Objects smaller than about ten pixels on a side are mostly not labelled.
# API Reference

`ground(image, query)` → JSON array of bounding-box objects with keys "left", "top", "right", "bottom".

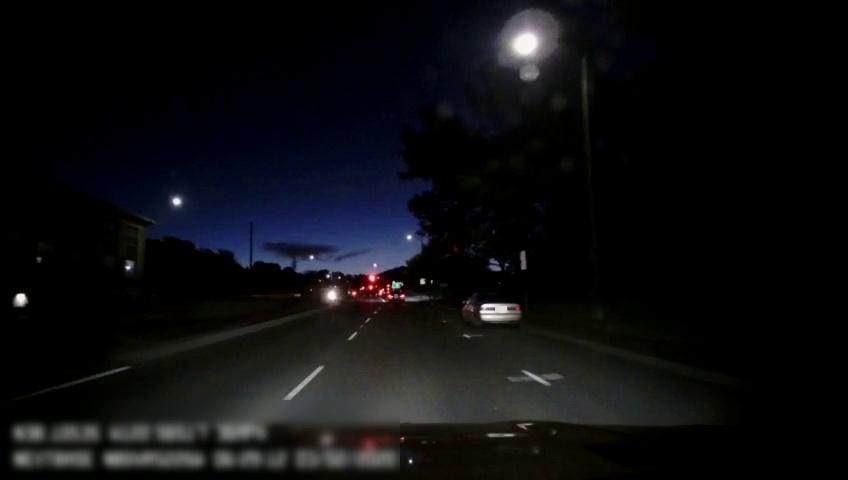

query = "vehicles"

[
  {"left": 459, "top": 289, "right": 525, "bottom": 328},
  {"left": 387, "top": 290, "right": 406, "bottom": 304}
]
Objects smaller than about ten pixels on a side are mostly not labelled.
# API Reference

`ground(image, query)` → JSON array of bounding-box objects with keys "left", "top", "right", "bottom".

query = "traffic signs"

[{"left": 391, "top": 281, "right": 404, "bottom": 290}]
